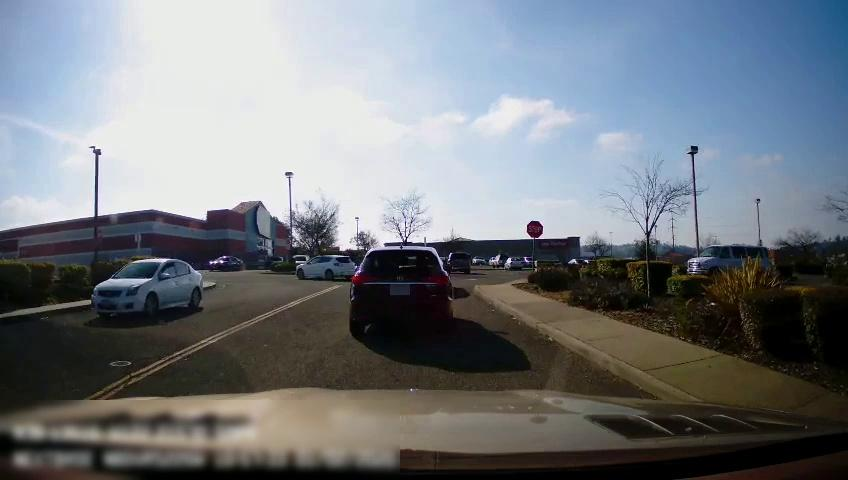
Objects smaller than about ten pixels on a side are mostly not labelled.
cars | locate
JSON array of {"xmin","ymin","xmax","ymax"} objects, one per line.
[
  {"xmin": 207, "ymin": 255, "xmax": 243, "ymax": 272},
  {"xmin": 89, "ymin": 258, "xmax": 205, "ymax": 322},
  {"xmin": 295, "ymin": 254, "xmax": 356, "ymax": 281},
  {"xmin": 503, "ymin": 256, "xmax": 523, "ymax": 271}
]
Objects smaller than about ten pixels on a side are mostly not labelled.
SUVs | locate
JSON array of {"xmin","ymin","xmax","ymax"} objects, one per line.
[
  {"xmin": 447, "ymin": 252, "xmax": 471, "ymax": 274},
  {"xmin": 348, "ymin": 246, "xmax": 452, "ymax": 340}
]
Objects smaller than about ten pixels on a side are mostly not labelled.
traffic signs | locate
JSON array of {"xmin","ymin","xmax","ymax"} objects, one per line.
[{"xmin": 526, "ymin": 219, "xmax": 545, "ymax": 239}]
